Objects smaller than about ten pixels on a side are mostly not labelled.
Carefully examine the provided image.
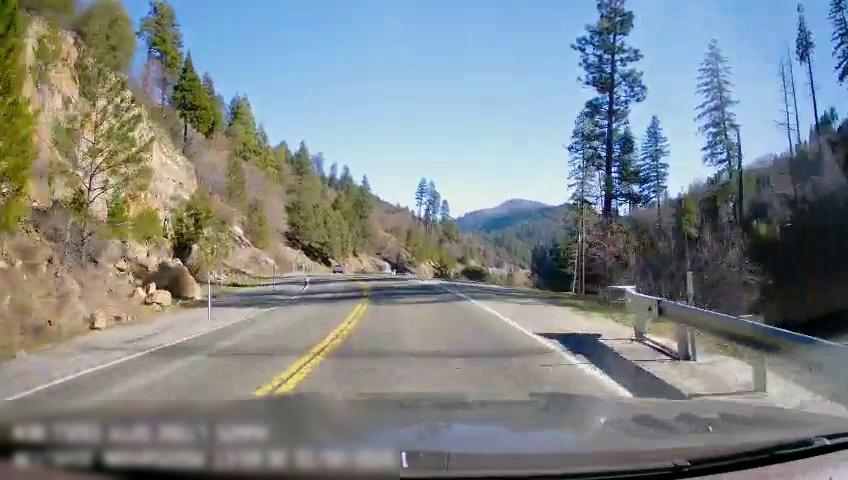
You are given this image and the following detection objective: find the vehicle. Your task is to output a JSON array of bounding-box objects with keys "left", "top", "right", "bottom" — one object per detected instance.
[{"left": 332, "top": 263, "right": 346, "bottom": 273}]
